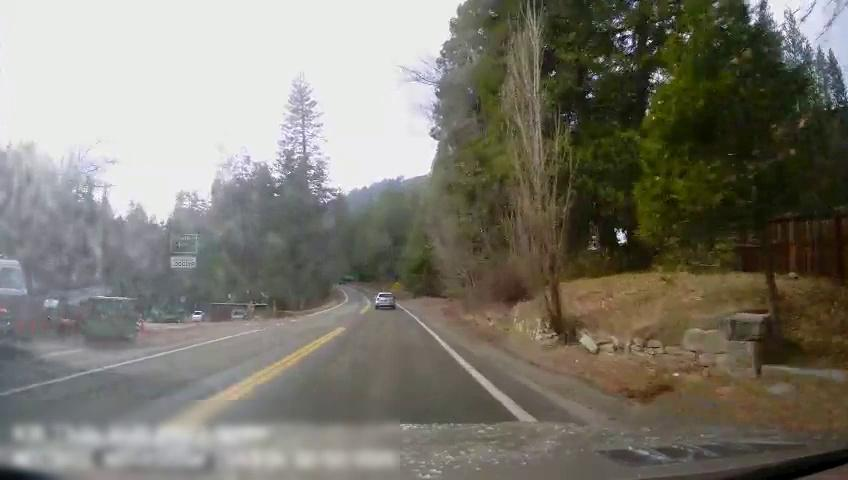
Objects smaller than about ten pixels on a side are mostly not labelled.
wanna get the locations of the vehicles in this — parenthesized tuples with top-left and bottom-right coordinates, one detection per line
(0, 253, 28, 295)
(191, 310, 204, 322)
(231, 308, 248, 321)
(375, 291, 396, 310)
